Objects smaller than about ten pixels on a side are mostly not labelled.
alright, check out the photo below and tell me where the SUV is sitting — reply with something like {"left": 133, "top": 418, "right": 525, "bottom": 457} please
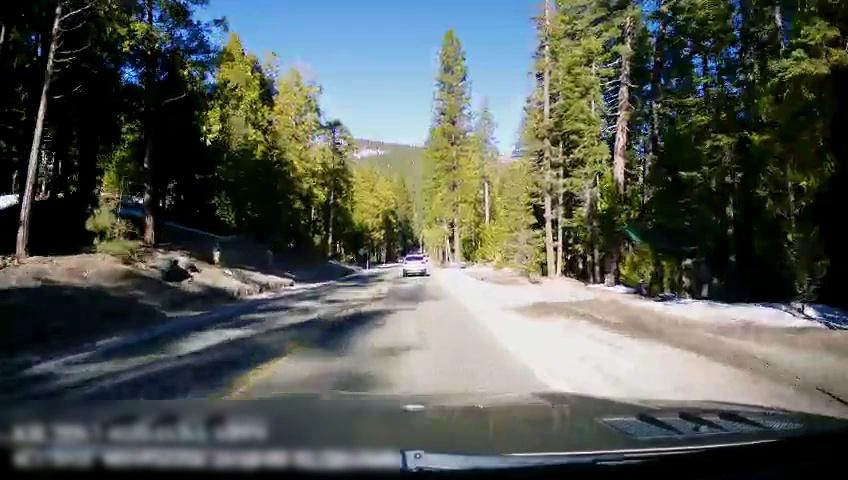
{"left": 402, "top": 254, "right": 429, "bottom": 278}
